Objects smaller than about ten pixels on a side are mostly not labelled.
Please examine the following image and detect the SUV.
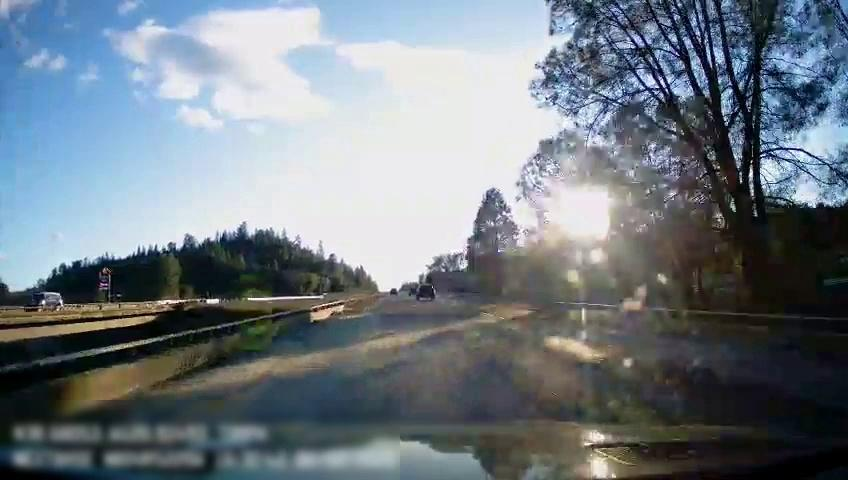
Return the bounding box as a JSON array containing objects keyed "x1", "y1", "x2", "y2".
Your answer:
[{"x1": 24, "y1": 292, "x2": 64, "y2": 312}]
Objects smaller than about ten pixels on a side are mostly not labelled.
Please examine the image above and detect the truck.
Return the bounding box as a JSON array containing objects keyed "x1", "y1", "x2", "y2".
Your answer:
[{"x1": 416, "y1": 285, "x2": 435, "y2": 301}]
